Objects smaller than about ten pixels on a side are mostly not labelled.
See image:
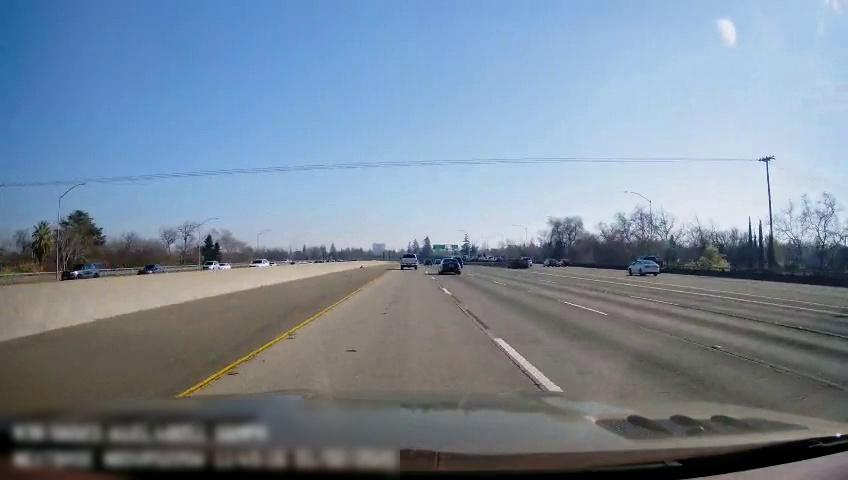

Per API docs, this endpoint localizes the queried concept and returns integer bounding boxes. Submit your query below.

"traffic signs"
[432,244,446,250]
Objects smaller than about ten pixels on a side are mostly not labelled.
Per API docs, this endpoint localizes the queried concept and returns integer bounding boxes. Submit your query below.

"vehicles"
[628,259,660,277]
[642,256,664,269]
[557,258,570,267]
[438,258,462,276]
[399,253,419,271]
[201,260,220,271]
[450,256,463,269]
[520,255,533,267]
[60,263,101,281]
[543,257,559,268]
[247,258,270,268]
[213,262,232,271]
[137,263,163,275]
